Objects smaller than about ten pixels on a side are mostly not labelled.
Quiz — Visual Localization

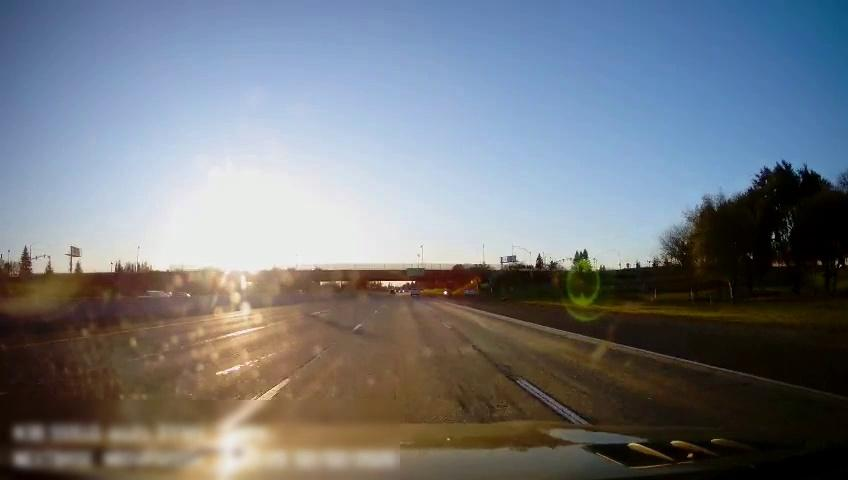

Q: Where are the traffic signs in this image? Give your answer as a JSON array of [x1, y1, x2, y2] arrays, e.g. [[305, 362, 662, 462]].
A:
[[405, 268, 424, 279], [506, 256, 517, 263], [472, 275, 482, 286]]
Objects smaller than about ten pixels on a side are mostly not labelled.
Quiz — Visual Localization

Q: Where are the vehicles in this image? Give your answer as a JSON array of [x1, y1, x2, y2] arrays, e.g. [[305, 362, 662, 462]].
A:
[[463, 289, 476, 298], [410, 287, 421, 297], [170, 292, 190, 299]]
